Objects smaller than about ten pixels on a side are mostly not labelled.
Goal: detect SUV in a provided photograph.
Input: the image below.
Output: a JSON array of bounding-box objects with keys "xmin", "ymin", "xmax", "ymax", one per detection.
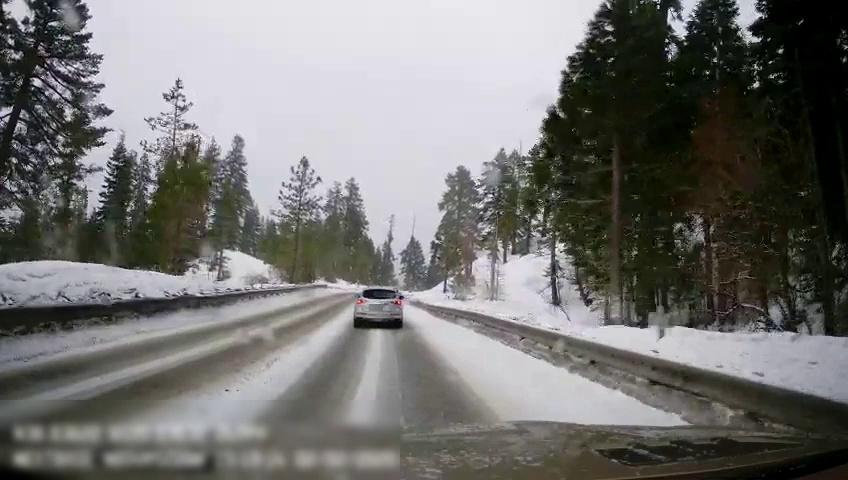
[{"xmin": 353, "ymin": 286, "xmax": 404, "ymax": 328}]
